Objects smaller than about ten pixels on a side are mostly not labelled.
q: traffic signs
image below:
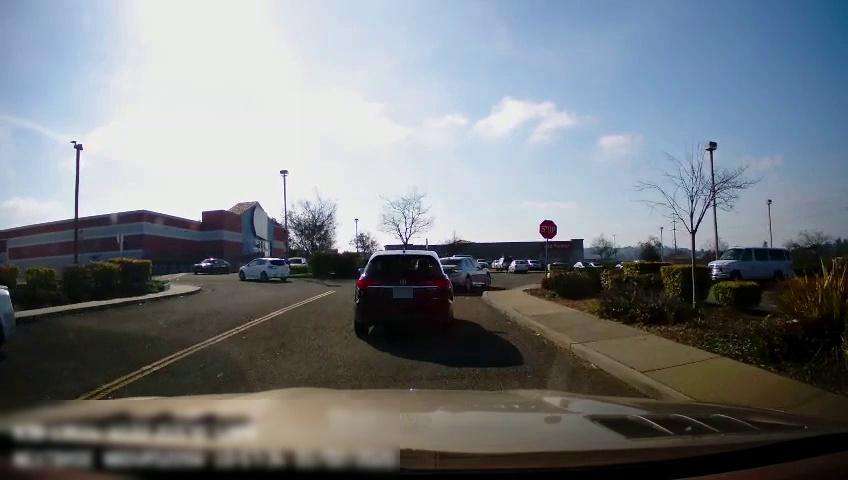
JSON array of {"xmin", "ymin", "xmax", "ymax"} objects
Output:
[{"xmin": 538, "ymin": 218, "xmax": 560, "ymax": 241}]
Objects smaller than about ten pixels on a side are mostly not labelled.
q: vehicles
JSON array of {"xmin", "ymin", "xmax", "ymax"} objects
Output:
[
  {"xmin": 190, "ymin": 258, "xmax": 232, "ymax": 276},
  {"xmin": 352, "ymin": 249, "xmax": 455, "ymax": 340},
  {"xmin": 0, "ymin": 284, "xmax": 20, "ymax": 337},
  {"xmin": 438, "ymin": 256, "xmax": 492, "ymax": 294},
  {"xmin": 237, "ymin": 256, "xmax": 292, "ymax": 282},
  {"xmin": 507, "ymin": 259, "xmax": 527, "ymax": 274}
]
